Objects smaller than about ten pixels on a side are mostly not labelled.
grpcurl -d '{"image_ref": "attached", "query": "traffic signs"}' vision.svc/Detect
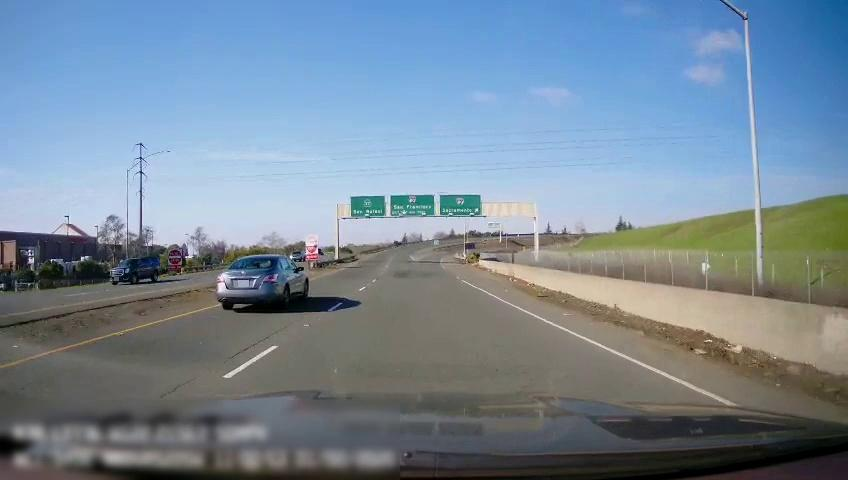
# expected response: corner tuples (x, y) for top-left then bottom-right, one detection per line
(349, 194), (387, 219)
(166, 246), (185, 274)
(487, 222), (504, 229)
(438, 193), (482, 216)
(389, 193), (436, 217)
(303, 238), (321, 262)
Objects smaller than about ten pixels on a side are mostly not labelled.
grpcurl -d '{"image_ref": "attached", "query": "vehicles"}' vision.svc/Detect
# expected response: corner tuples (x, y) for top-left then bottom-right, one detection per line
(110, 255), (162, 286)
(289, 251), (306, 262)
(216, 254), (311, 311)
